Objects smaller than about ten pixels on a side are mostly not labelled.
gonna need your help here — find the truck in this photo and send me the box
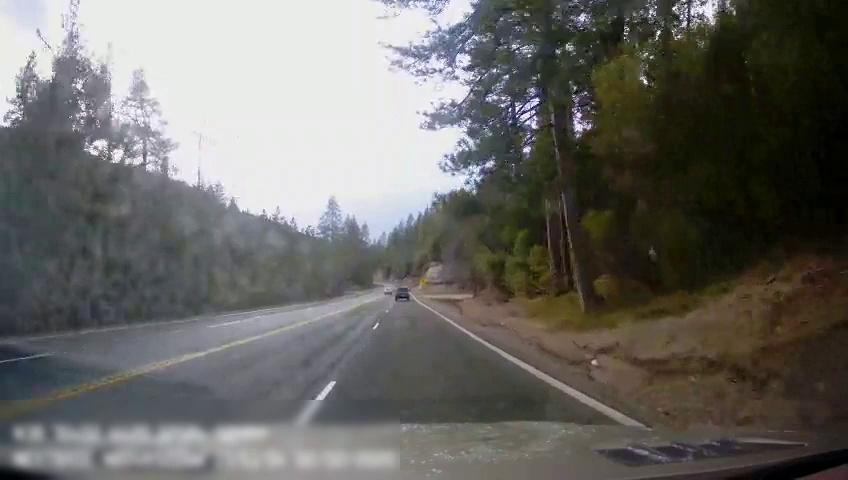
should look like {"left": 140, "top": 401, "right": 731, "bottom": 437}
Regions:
{"left": 395, "top": 286, "right": 410, "bottom": 300}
